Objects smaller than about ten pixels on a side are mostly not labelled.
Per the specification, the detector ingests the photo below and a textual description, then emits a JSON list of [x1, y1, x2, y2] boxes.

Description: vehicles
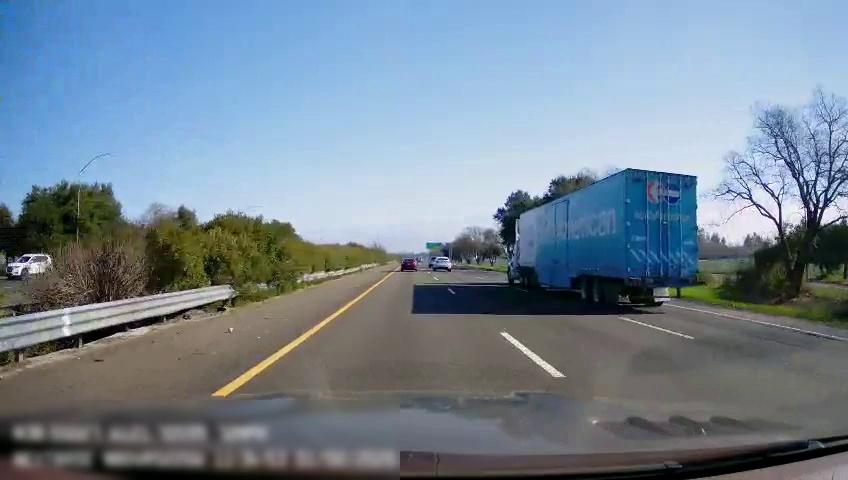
[[506, 169, 699, 312], [5, 253, 53, 282], [434, 257, 451, 271], [398, 256, 418, 273], [428, 257, 436, 269]]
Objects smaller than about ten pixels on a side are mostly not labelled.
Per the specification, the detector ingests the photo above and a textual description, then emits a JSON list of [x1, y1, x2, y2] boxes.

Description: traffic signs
[[426, 241, 443, 248]]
